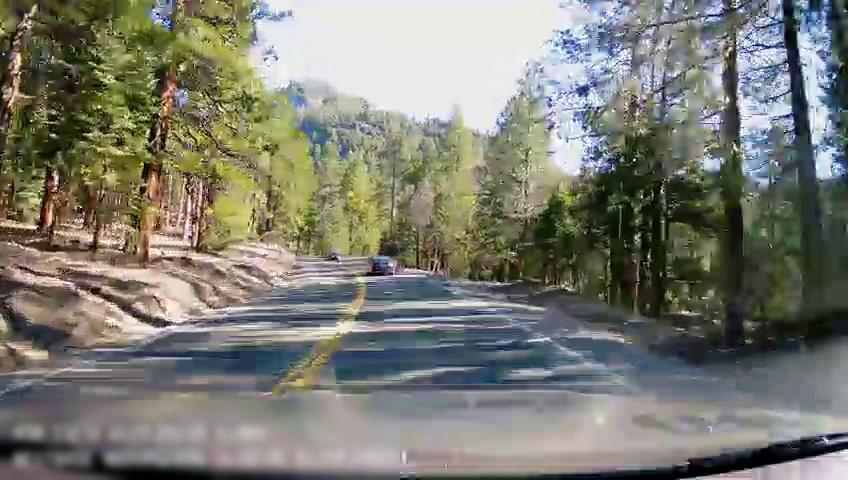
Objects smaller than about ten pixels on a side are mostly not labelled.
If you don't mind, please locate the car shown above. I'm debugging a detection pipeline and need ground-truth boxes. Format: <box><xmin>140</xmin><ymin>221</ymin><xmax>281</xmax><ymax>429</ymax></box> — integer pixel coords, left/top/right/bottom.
<box><xmin>367</xmin><ymin>255</ymin><xmax>397</xmax><ymax>276</ymax></box>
